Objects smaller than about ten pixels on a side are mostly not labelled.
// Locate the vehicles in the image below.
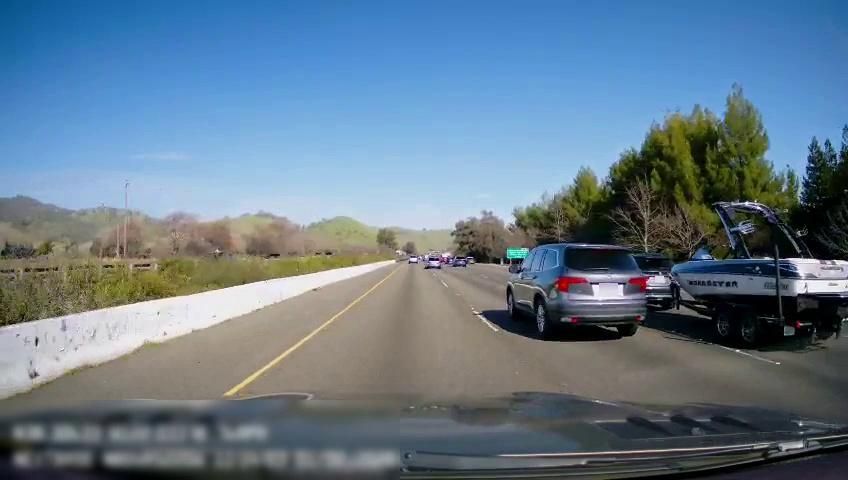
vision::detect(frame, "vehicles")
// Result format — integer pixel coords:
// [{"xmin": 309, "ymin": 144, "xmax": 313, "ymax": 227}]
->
[
  {"xmin": 423, "ymin": 255, "xmax": 442, "ymax": 270},
  {"xmin": 438, "ymin": 253, "xmax": 450, "ymax": 264},
  {"xmin": 444, "ymin": 255, "xmax": 455, "ymax": 265},
  {"xmin": 463, "ymin": 255, "xmax": 476, "ymax": 264},
  {"xmin": 451, "ymin": 255, "xmax": 467, "ymax": 268},
  {"xmin": 667, "ymin": 198, "xmax": 848, "ymax": 346},
  {"xmin": 628, "ymin": 253, "xmax": 683, "ymax": 312},
  {"xmin": 503, "ymin": 242, "xmax": 649, "ymax": 337},
  {"xmin": 408, "ymin": 254, "xmax": 418, "ymax": 264}
]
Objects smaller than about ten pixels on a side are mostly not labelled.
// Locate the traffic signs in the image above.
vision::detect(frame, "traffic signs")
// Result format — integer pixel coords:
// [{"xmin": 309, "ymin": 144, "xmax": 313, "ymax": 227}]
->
[{"xmin": 506, "ymin": 247, "xmax": 531, "ymax": 259}]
